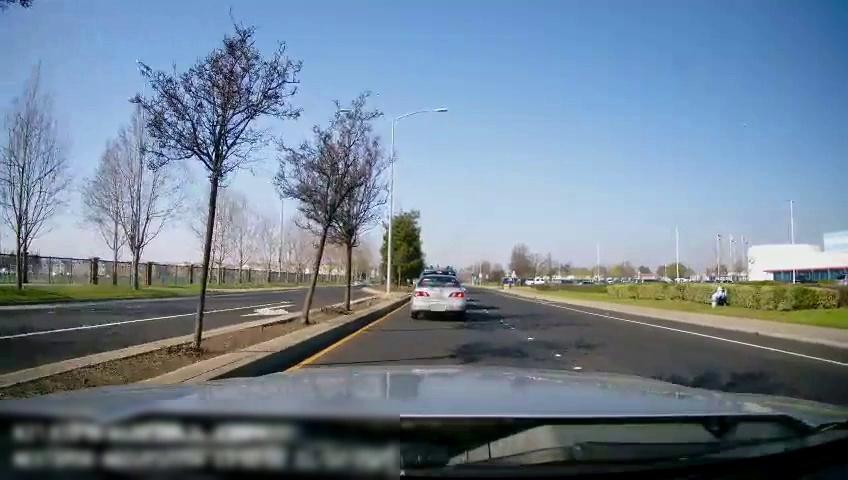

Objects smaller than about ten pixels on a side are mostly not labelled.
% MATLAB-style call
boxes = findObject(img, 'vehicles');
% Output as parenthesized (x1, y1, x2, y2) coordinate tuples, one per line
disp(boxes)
(351, 279, 366, 287)
(411, 275, 466, 319)
(524, 276, 545, 286)
(419, 265, 457, 281)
